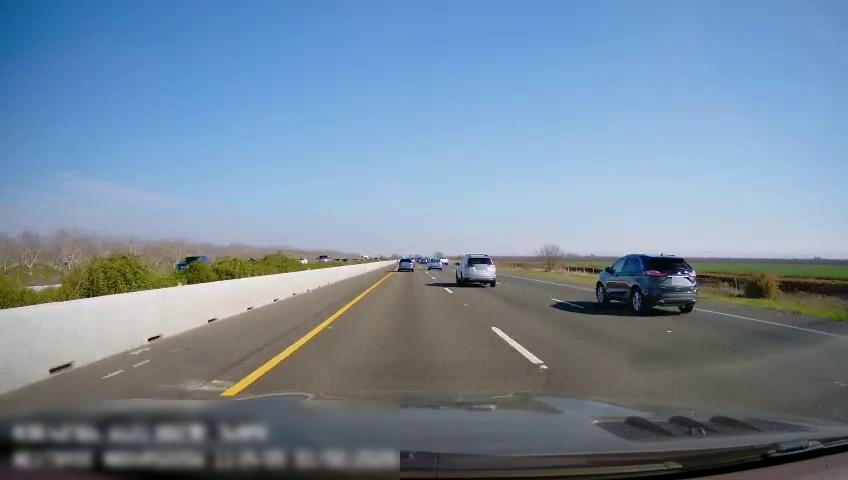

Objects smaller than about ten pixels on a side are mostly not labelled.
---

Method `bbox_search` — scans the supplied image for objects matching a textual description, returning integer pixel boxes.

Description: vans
[175,255,211,271]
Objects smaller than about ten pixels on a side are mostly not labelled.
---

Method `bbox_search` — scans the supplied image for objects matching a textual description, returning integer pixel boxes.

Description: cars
[397,258,415,272]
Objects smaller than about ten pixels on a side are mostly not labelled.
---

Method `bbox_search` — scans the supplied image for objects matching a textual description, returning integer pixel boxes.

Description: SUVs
[455,255,497,288]
[594,253,697,315]
[427,257,442,270]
